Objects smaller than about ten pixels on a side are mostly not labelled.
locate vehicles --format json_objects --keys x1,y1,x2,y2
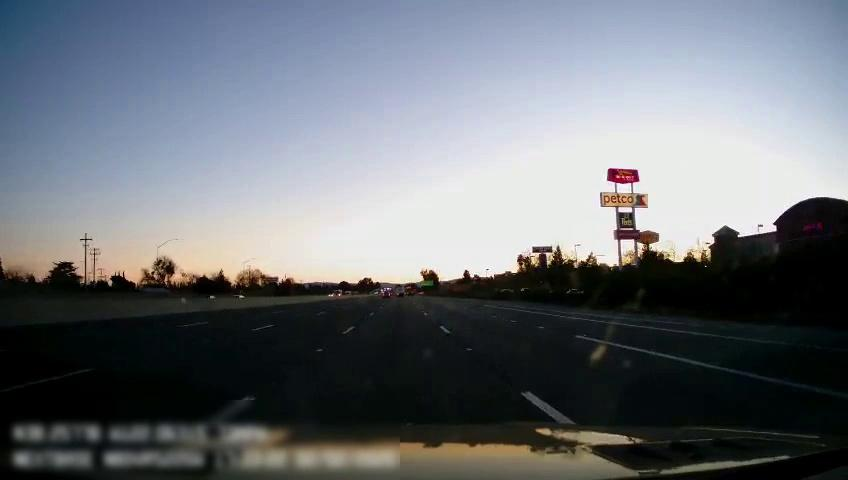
[
  {"x1": 564, "y1": 288, "x2": 585, "y2": 298},
  {"x1": 519, "y1": 287, "x2": 531, "y2": 294},
  {"x1": 202, "y1": 296, "x2": 216, "y2": 300},
  {"x1": 499, "y1": 289, "x2": 511, "y2": 295},
  {"x1": 231, "y1": 295, "x2": 245, "y2": 300}
]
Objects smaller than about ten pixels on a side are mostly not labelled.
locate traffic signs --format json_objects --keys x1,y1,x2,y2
[{"x1": 422, "y1": 280, "x2": 434, "y2": 287}]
